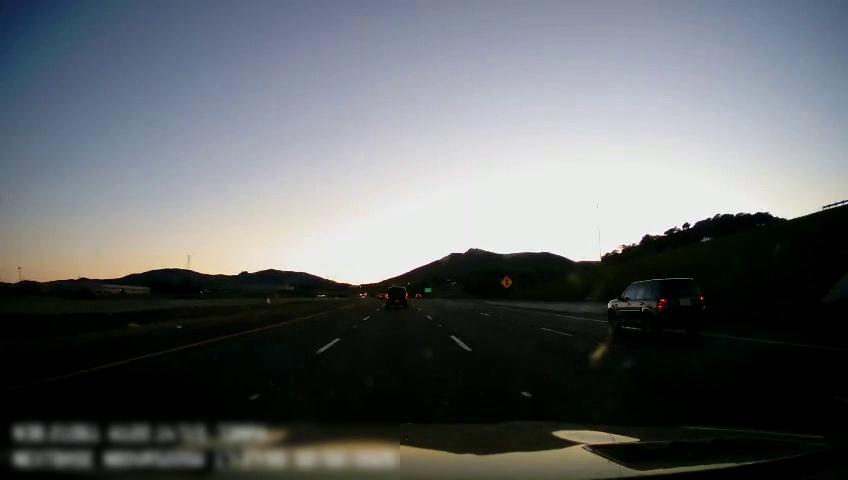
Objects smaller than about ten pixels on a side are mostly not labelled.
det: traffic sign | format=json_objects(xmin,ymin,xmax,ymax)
[{"xmin": 500, "ymin": 276, "xmax": 513, "ymax": 289}]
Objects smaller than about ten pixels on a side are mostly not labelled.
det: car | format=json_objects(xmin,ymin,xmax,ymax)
[{"xmin": 385, "ymin": 286, "xmax": 409, "ymax": 310}]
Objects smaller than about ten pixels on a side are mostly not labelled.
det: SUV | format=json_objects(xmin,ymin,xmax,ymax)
[{"xmin": 607, "ymin": 277, "xmax": 706, "ymax": 341}]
